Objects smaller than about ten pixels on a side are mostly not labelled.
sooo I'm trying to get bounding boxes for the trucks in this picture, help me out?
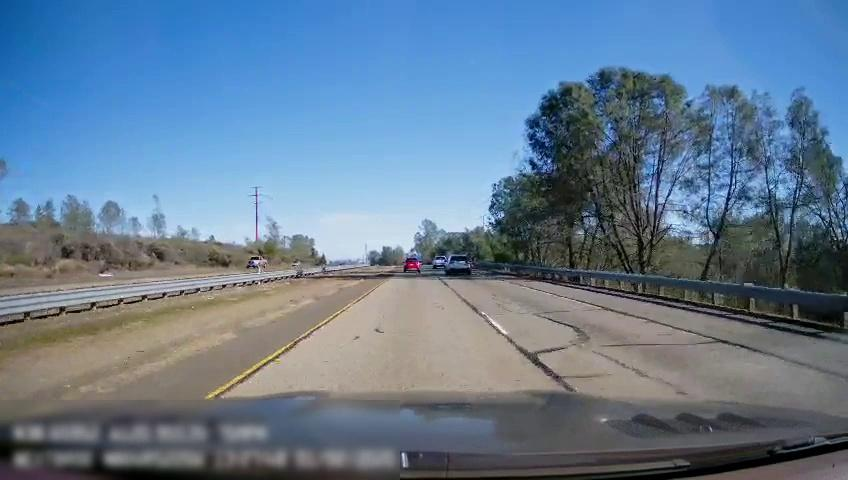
[431,255,448,270]
[245,255,268,270]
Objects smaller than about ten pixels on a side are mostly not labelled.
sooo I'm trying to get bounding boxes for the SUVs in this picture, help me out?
[403,256,422,273]
[444,254,473,277]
